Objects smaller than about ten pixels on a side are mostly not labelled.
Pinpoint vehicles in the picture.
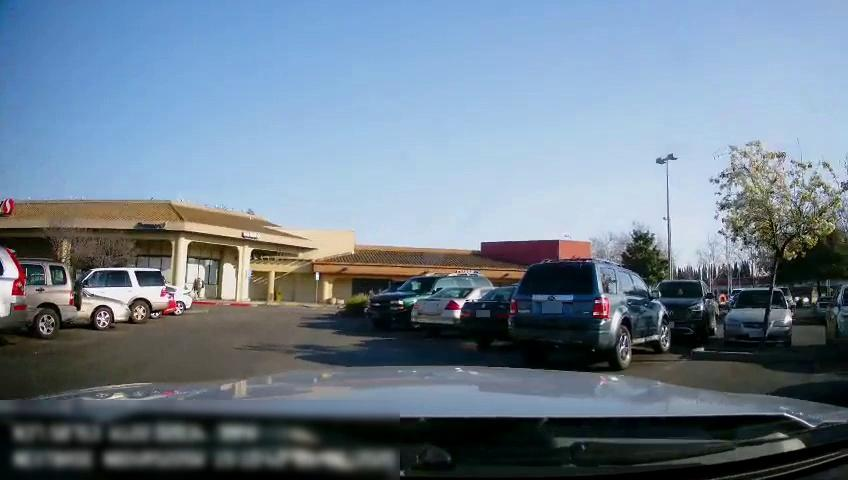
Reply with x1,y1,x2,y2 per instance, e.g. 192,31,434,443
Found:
825,284,848,356
814,296,834,321
509,258,672,371
58,290,130,331
78,268,169,325
0,247,27,329
19,261,81,340
166,283,193,317
367,277,495,333
722,289,797,353
416,286,495,337
462,287,515,346
654,279,719,345
149,291,177,320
